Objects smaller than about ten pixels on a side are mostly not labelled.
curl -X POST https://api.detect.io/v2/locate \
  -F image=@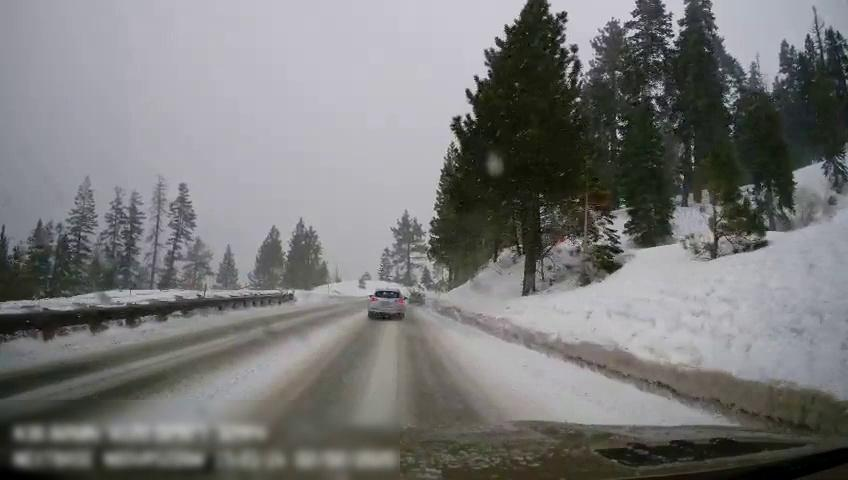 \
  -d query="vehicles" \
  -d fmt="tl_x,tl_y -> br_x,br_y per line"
366,289 -> 409,321
408,291 -> 426,306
